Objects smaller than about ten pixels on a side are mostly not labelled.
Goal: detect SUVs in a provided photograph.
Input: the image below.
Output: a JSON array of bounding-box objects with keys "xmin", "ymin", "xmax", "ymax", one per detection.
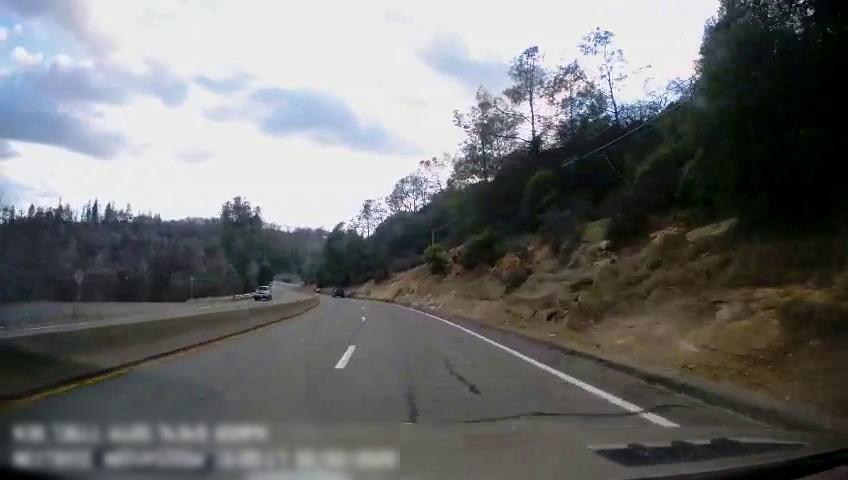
[
  {"xmin": 254, "ymin": 285, "xmax": 273, "ymax": 302},
  {"xmin": 332, "ymin": 286, "xmax": 345, "ymax": 298}
]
